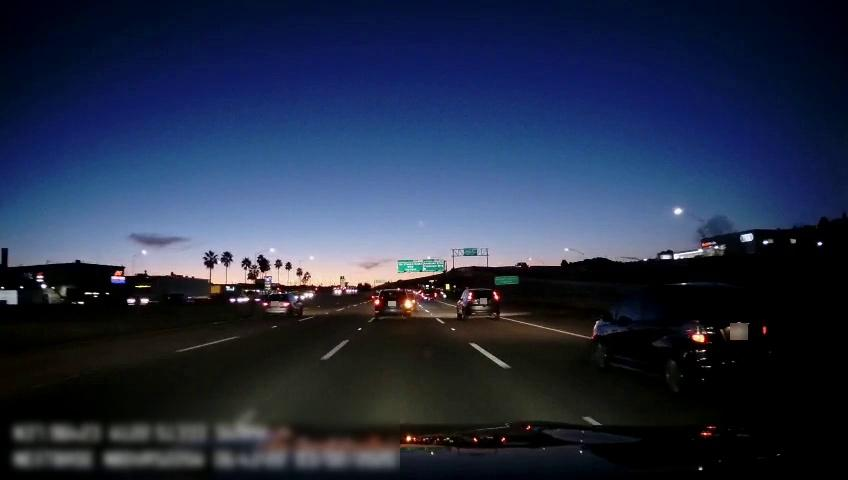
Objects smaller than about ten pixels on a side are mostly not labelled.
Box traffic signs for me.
[396,258,446,274]
[494,276,520,286]
[340,275,345,288]
[463,248,478,256]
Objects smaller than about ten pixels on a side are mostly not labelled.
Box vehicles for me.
[262,292,304,321]
[590,281,773,398]
[456,287,501,321]
[374,289,411,321]
[405,289,418,311]
[421,290,437,303]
